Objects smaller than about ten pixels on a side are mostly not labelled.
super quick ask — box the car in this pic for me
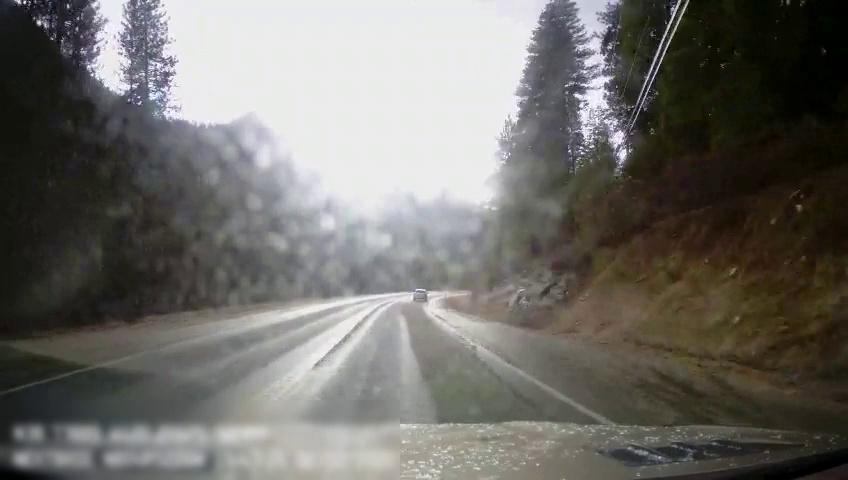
[413,288,427,301]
